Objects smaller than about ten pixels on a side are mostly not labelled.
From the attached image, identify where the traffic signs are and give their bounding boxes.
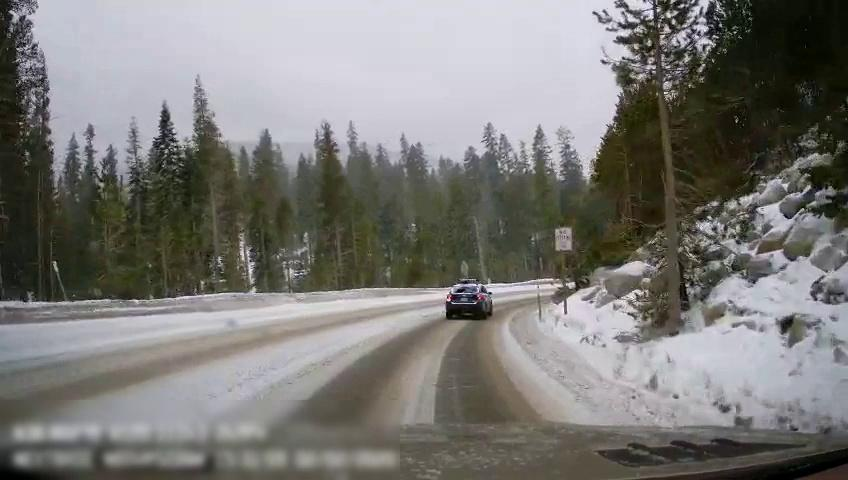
[460,259,470,276]
[554,226,573,251]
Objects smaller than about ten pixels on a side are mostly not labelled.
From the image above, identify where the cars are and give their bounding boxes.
[445,278,493,320]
